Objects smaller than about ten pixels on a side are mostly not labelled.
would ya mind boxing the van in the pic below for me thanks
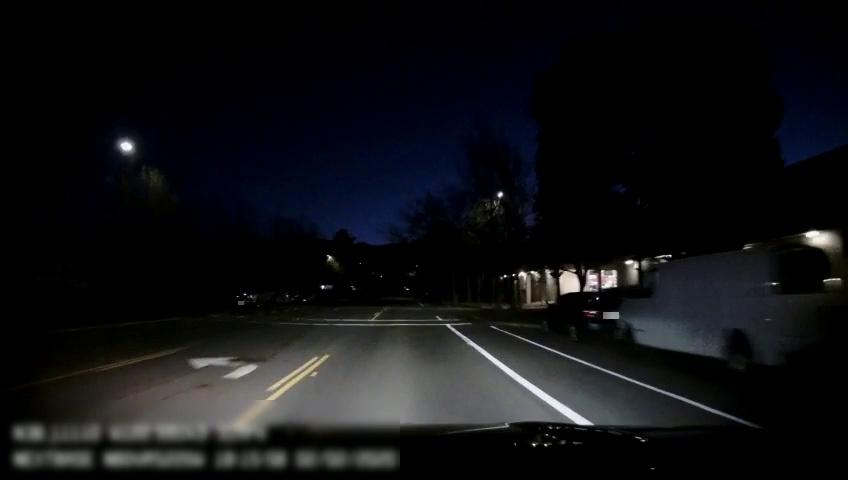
[614,243,848,380]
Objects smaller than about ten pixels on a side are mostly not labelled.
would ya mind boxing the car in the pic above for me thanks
[540,291,622,344]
